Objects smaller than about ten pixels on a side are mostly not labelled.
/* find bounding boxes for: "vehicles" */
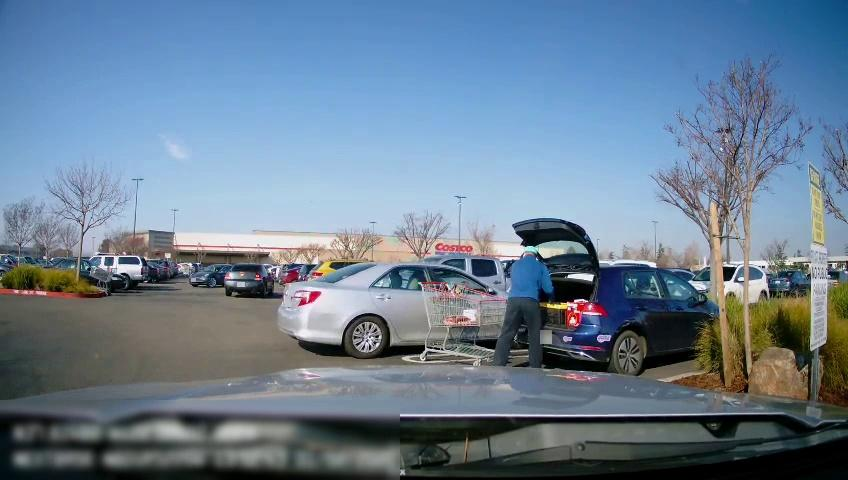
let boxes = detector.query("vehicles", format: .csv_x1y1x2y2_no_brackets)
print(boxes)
223,262,274,299
90,255,151,289
310,258,360,279
510,217,720,376
767,269,812,298
599,259,658,269
277,261,529,358
422,252,511,291
669,267,697,282
297,263,316,282
688,262,771,307
54,258,130,293
278,263,303,284
189,263,232,288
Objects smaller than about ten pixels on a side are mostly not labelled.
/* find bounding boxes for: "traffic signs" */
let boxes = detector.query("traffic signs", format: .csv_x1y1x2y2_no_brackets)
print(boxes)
807,163,825,246
809,242,829,352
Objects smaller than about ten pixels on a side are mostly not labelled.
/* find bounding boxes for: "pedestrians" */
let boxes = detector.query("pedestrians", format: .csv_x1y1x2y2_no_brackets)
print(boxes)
494,245,556,370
